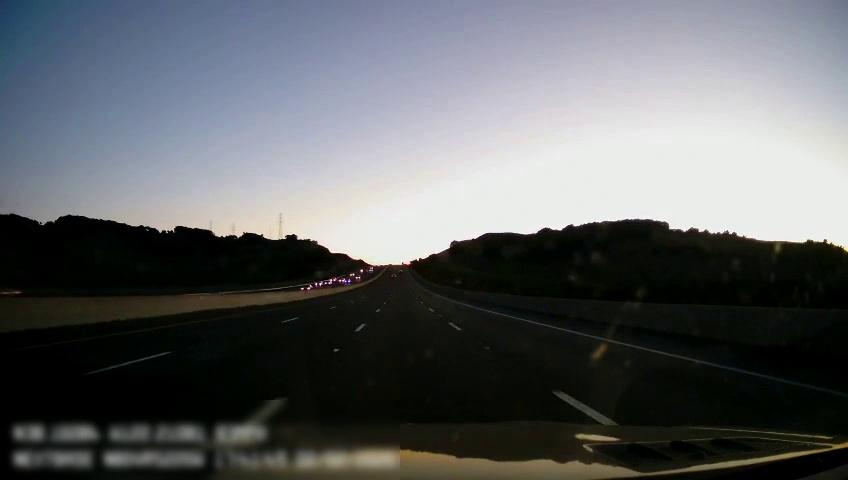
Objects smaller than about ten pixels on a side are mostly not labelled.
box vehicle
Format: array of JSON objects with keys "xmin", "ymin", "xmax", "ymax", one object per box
[{"xmin": 300, "ymin": 283, "xmax": 313, "ymax": 291}]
